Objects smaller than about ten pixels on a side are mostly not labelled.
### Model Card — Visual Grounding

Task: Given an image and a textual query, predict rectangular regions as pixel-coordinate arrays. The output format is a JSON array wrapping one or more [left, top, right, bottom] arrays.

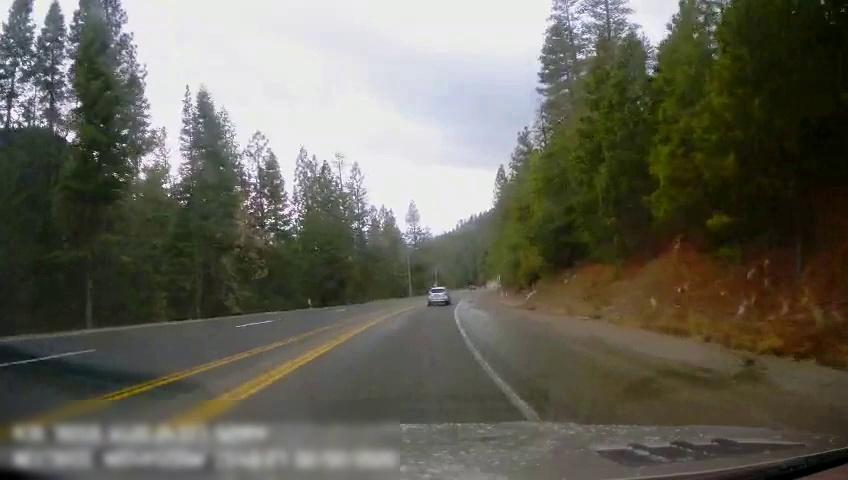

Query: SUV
[[427, 286, 451, 306]]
